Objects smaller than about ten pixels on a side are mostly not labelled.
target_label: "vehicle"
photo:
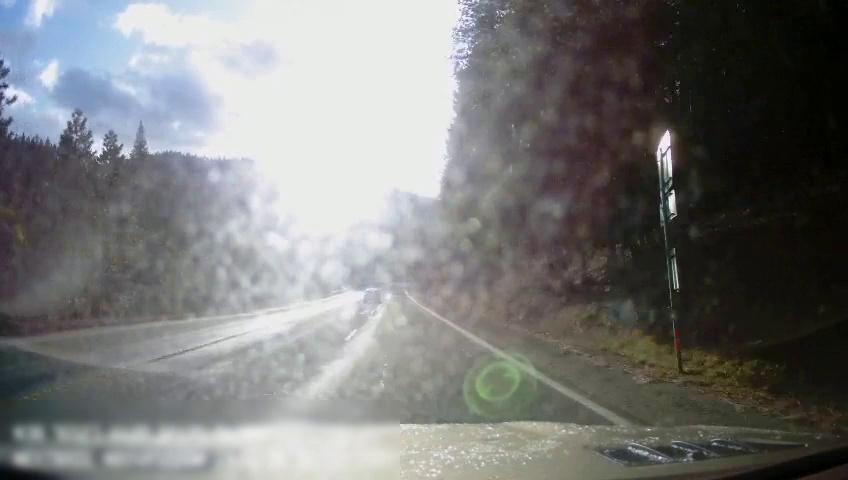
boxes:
[363,287,382,304]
